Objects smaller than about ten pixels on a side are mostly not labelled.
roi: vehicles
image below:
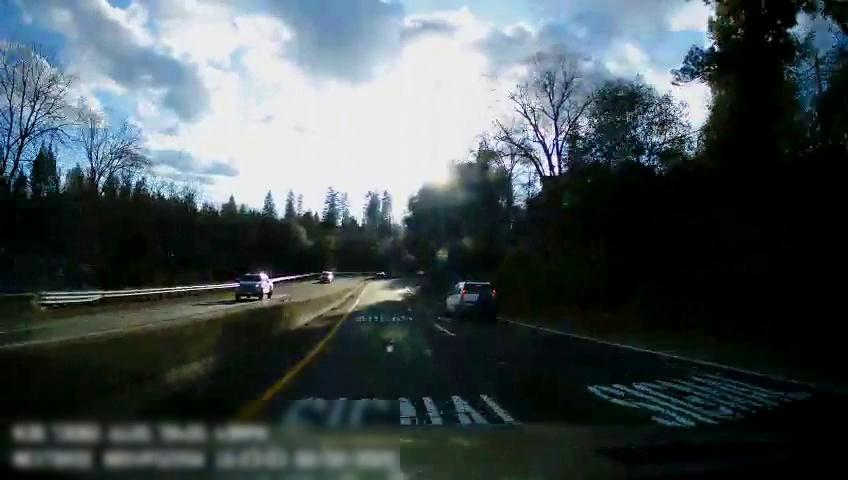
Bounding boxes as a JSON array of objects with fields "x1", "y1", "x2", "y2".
[
  {"x1": 234, "y1": 273, "x2": 273, "y2": 302},
  {"x1": 443, "y1": 280, "x2": 497, "y2": 319},
  {"x1": 319, "y1": 271, "x2": 334, "y2": 284}
]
